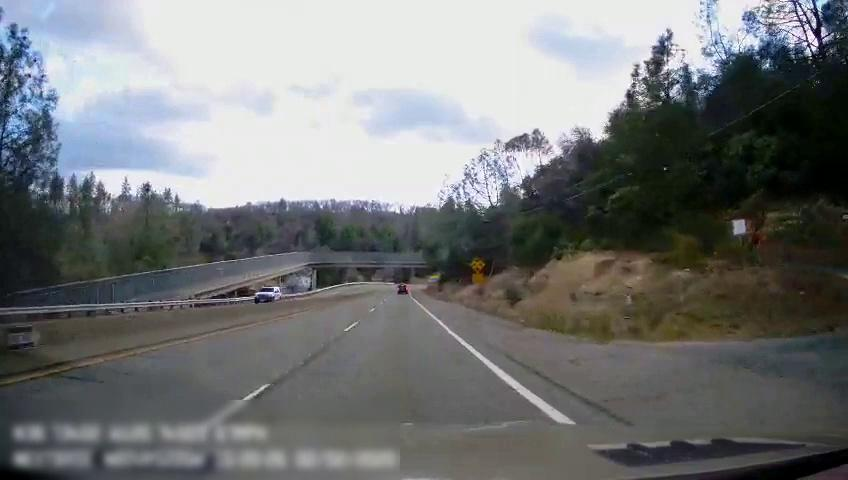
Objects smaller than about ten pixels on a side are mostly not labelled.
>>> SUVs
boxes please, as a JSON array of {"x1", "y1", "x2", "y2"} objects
[
  {"x1": 397, "y1": 284, "x2": 409, "y2": 295},
  {"x1": 254, "y1": 286, "x2": 283, "y2": 304}
]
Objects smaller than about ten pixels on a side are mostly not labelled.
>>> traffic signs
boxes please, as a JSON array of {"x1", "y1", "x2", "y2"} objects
[
  {"x1": 468, "y1": 256, "x2": 486, "y2": 274},
  {"x1": 472, "y1": 273, "x2": 486, "y2": 288}
]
